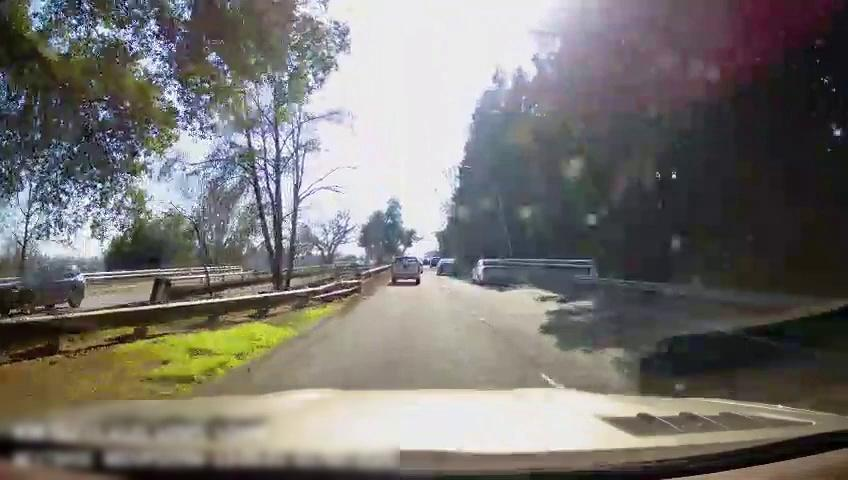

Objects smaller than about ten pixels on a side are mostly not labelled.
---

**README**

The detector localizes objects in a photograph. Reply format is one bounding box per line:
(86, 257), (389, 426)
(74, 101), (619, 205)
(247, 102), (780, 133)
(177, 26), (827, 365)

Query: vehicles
(437, 257), (459, 275)
(471, 257), (507, 286)
(431, 256), (441, 267)
(391, 255), (422, 286)
(0, 257), (87, 316)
